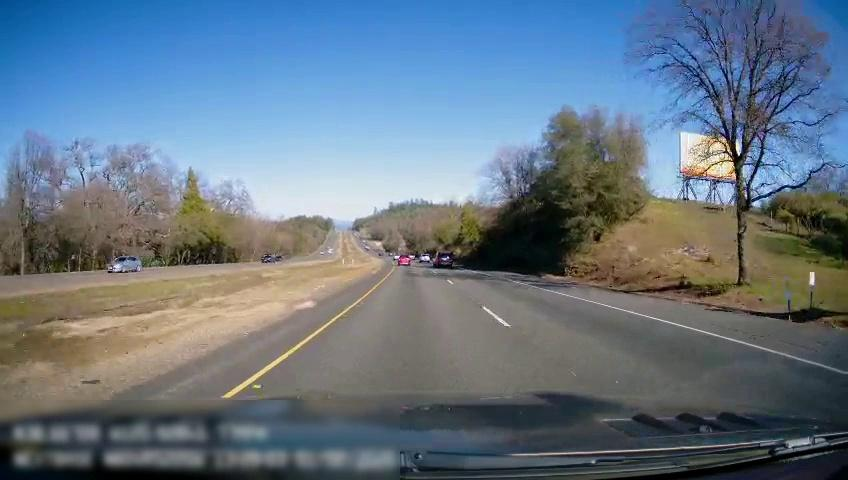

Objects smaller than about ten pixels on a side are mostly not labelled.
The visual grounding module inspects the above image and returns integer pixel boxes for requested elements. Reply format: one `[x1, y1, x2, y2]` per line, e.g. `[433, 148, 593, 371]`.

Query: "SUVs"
[106, 256, 143, 274]
[396, 254, 412, 267]
[418, 254, 430, 264]
[431, 251, 455, 269]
